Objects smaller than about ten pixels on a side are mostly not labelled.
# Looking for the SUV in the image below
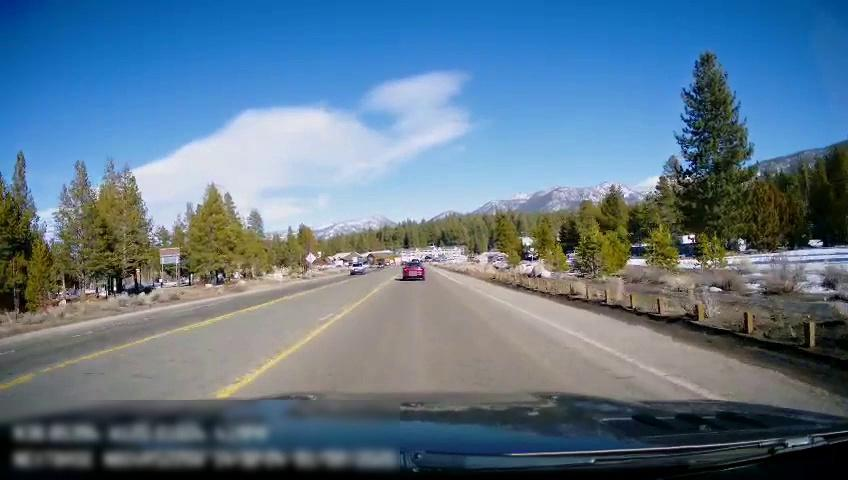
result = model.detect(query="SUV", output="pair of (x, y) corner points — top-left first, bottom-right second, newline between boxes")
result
(350, 262), (370, 275)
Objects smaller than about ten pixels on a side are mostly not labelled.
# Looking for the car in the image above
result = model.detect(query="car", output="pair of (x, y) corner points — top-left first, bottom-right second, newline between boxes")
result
(401, 261), (426, 280)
